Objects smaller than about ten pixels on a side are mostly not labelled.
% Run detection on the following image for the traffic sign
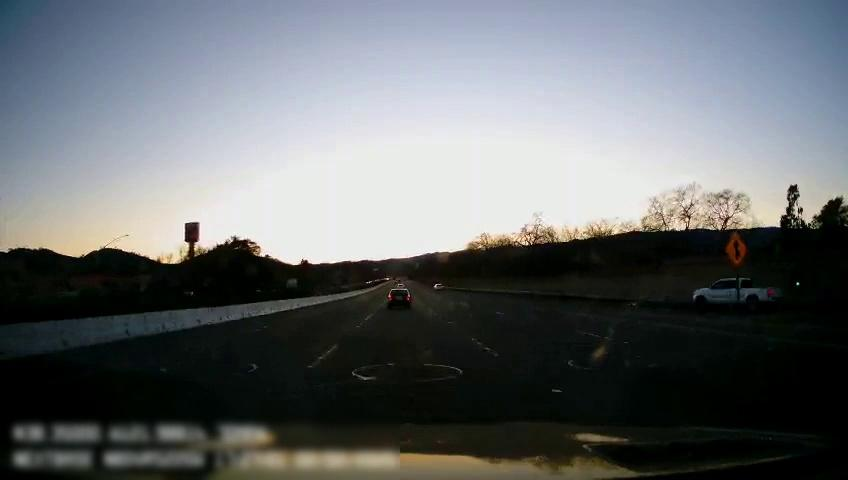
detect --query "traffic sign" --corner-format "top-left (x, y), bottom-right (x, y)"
top-left (726, 232), bottom-right (746, 265)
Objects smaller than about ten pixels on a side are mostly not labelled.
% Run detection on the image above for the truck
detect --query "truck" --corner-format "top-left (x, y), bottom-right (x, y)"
top-left (692, 277), bottom-right (783, 315)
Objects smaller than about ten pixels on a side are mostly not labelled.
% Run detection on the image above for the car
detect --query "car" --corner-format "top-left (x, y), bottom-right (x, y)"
top-left (387, 288), bottom-right (411, 310)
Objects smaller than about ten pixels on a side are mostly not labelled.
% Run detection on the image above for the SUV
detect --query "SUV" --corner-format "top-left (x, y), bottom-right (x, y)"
top-left (433, 283), bottom-right (444, 291)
